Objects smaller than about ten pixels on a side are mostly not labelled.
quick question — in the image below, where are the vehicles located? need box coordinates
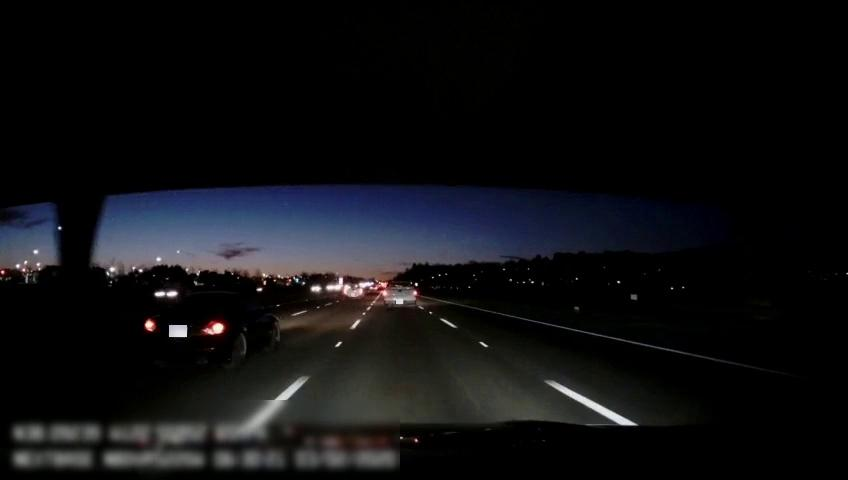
[154,287,178,300]
[127,291,282,370]
[338,282,365,303]
[383,279,418,309]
